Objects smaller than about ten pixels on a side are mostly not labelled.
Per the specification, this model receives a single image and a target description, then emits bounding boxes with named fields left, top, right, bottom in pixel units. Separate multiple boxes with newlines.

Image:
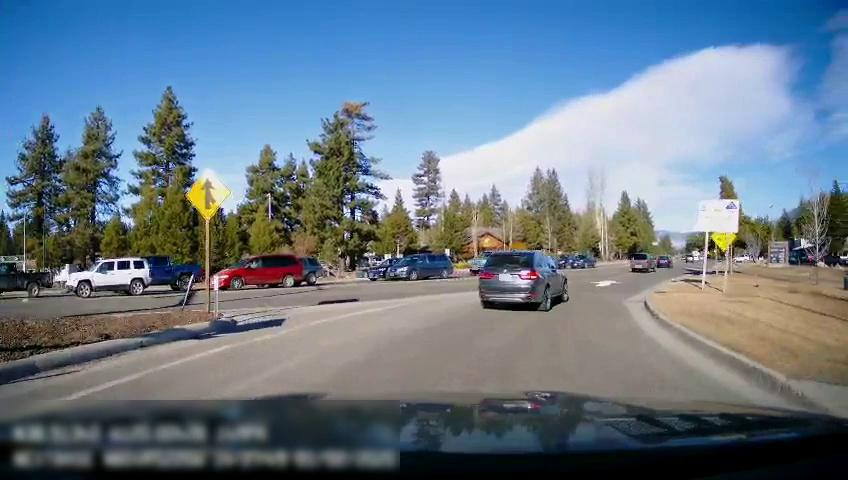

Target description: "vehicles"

left=469, top=252, right=493, bottom=277
left=65, top=258, right=151, bottom=298
left=387, top=253, right=452, bottom=282
left=570, top=254, right=596, bottom=270
left=479, top=252, right=569, bottom=312
left=212, top=255, right=306, bottom=292
left=0, top=262, right=50, bottom=297
left=301, top=255, right=322, bottom=286
left=631, top=257, right=656, bottom=273
left=367, top=256, right=402, bottom=281
left=146, top=257, right=200, bottom=291
left=657, top=254, right=672, bottom=269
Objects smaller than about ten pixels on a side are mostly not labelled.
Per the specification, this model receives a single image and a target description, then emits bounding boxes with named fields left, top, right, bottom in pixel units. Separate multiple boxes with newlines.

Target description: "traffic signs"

left=701, top=198, right=738, bottom=230
left=186, top=175, right=230, bottom=221
left=711, top=229, right=737, bottom=253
